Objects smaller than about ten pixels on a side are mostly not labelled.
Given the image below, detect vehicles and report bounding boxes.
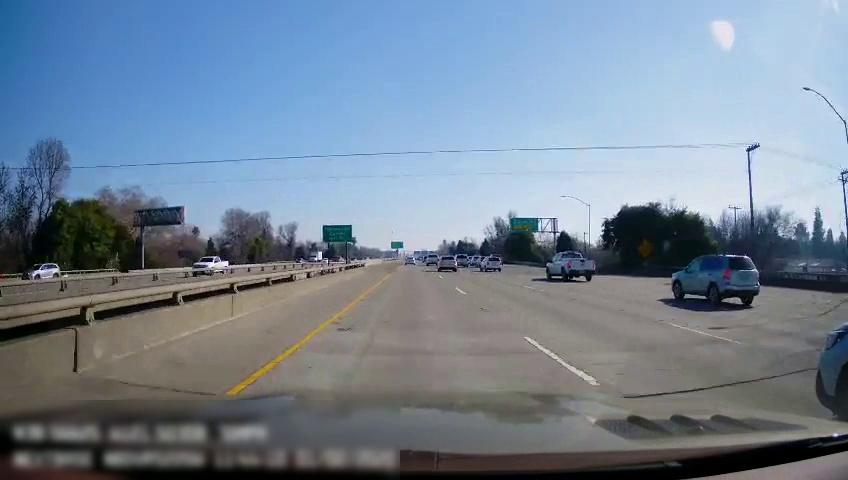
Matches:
[671,254,761,307]
[192,255,230,277]
[425,254,439,266]
[453,254,469,268]
[479,255,502,273]
[474,256,488,268]
[404,256,416,265]
[544,250,597,283]
[814,320,848,420]
[437,255,458,273]
[308,250,322,263]
[20,261,62,281]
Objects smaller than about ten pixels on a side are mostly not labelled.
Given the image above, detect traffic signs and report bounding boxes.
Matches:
[510,217,539,233]
[322,224,353,244]
[639,239,654,257]
[390,241,404,249]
